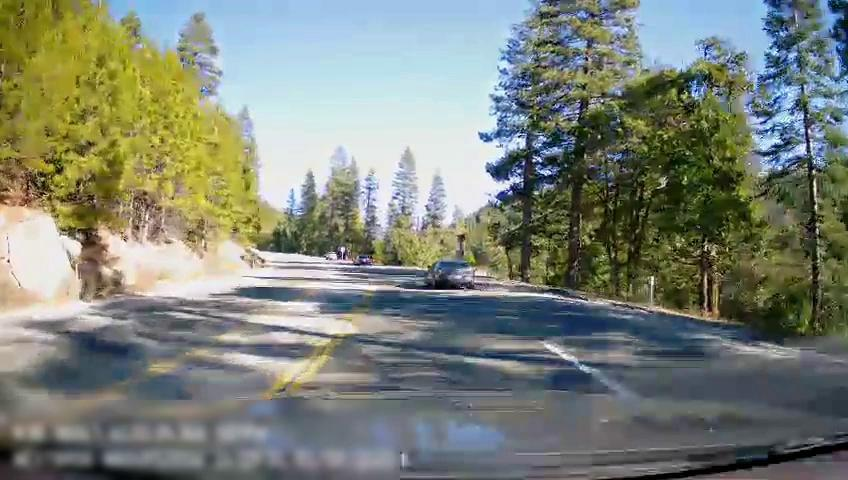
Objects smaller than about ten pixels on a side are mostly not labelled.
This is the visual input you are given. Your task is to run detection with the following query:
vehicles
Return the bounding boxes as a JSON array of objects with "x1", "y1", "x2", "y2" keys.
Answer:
[
  {"x1": 325, "y1": 251, "x2": 337, "y2": 261},
  {"x1": 354, "y1": 254, "x2": 370, "y2": 267},
  {"x1": 424, "y1": 258, "x2": 473, "y2": 290}
]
